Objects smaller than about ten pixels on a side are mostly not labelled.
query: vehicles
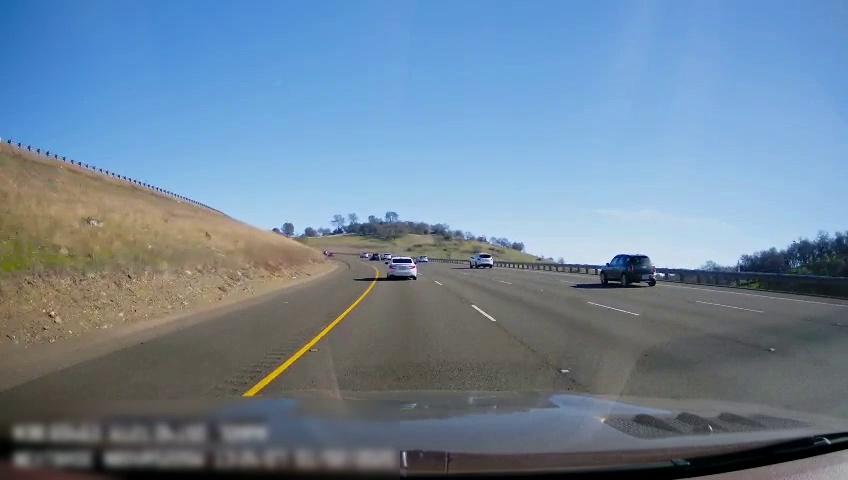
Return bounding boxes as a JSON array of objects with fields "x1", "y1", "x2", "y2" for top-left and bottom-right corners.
[
  {"x1": 380, "y1": 253, "x2": 392, "y2": 261},
  {"x1": 384, "y1": 257, "x2": 417, "y2": 281},
  {"x1": 368, "y1": 253, "x2": 380, "y2": 261},
  {"x1": 416, "y1": 256, "x2": 428, "y2": 264},
  {"x1": 469, "y1": 253, "x2": 494, "y2": 269},
  {"x1": 598, "y1": 255, "x2": 656, "y2": 288}
]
